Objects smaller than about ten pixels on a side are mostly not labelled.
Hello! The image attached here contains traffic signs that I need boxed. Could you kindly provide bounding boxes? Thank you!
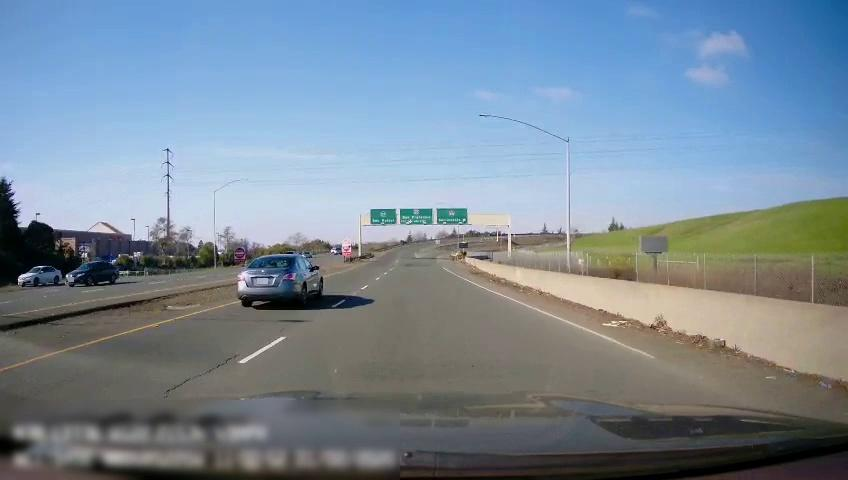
[233,247,247,263]
[398,207,434,226]
[369,207,397,225]
[341,238,354,258]
[435,207,468,225]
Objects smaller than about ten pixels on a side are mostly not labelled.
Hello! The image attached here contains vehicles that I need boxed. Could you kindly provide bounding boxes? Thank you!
[64,260,121,288]
[280,250,295,256]
[301,250,313,259]
[237,253,325,308]
[17,265,63,288]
